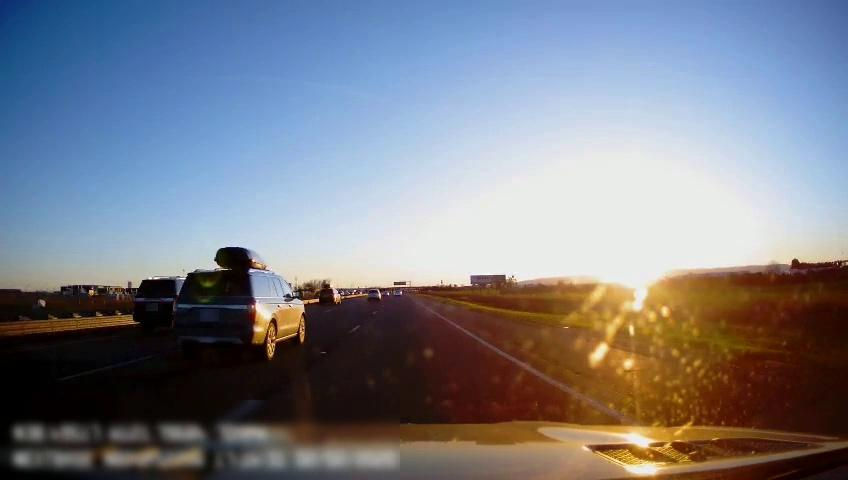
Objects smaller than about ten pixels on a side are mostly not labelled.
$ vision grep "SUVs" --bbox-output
[133,275,186,334]
[367,288,382,302]
[171,246,309,364]
[318,284,343,306]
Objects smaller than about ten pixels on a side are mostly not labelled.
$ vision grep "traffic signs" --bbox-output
[394,281,406,286]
